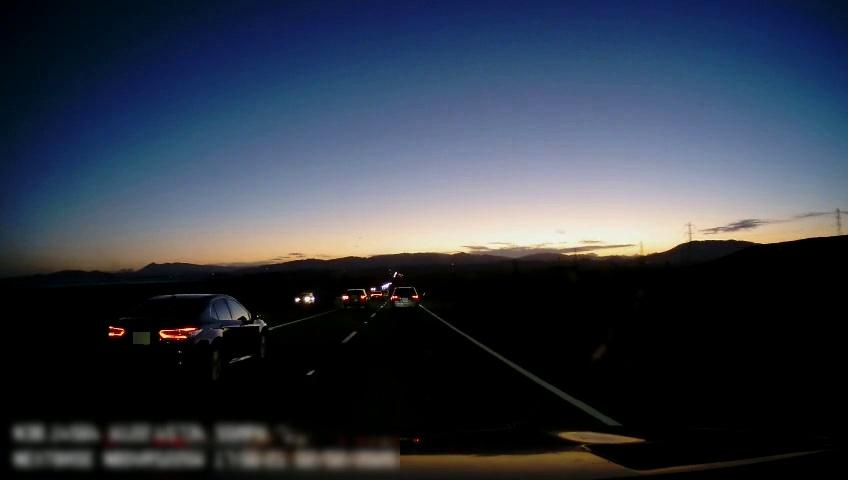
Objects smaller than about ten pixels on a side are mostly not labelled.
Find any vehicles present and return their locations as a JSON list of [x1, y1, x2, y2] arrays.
[[107, 293, 269, 384], [370, 290, 383, 301], [343, 288, 370, 311], [293, 291, 317, 306], [391, 286, 419, 315]]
